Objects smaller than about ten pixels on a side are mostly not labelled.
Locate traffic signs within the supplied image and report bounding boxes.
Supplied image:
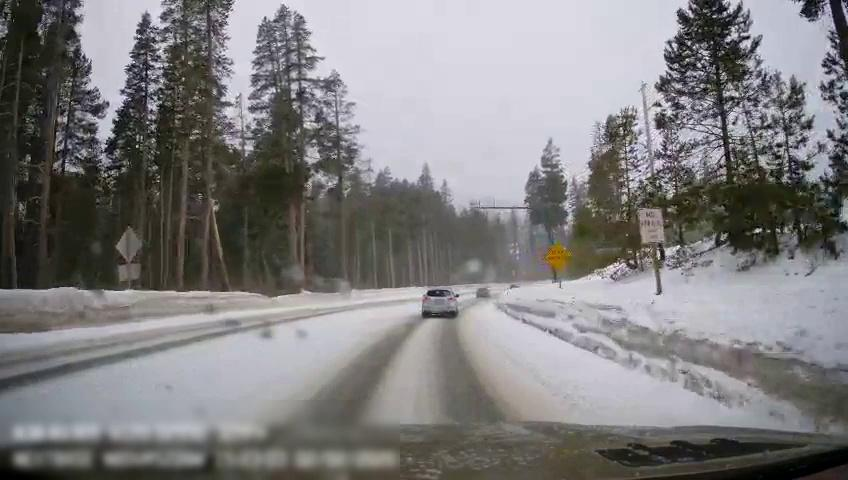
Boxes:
[116,263,142,281]
[542,240,572,271]
[113,224,144,263]
[638,207,664,246]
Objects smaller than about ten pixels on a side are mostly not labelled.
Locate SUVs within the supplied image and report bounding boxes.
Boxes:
[421,288,460,319]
